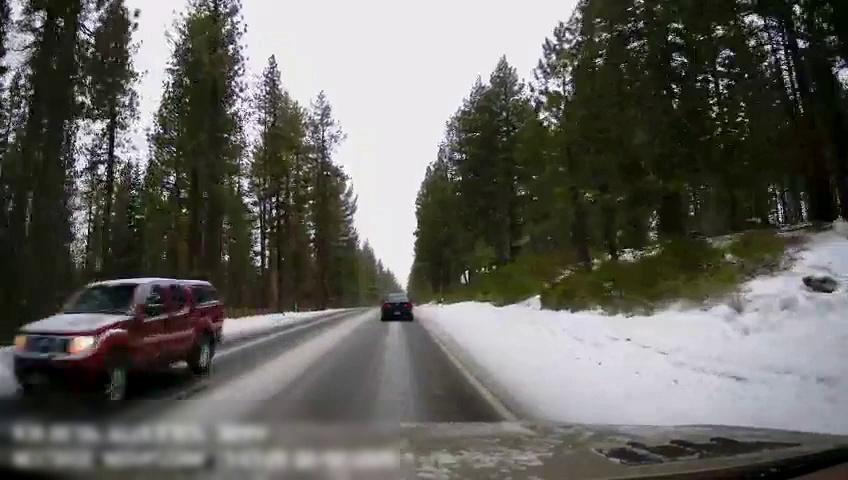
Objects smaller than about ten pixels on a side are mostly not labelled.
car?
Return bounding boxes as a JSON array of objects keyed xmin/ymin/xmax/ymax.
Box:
[{"xmin": 381, "ymin": 294, "xmax": 413, "ymax": 321}]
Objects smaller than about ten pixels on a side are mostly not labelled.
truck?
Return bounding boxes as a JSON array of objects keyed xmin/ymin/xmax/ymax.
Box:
[{"xmin": 12, "ymin": 277, "xmax": 226, "ymax": 410}]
